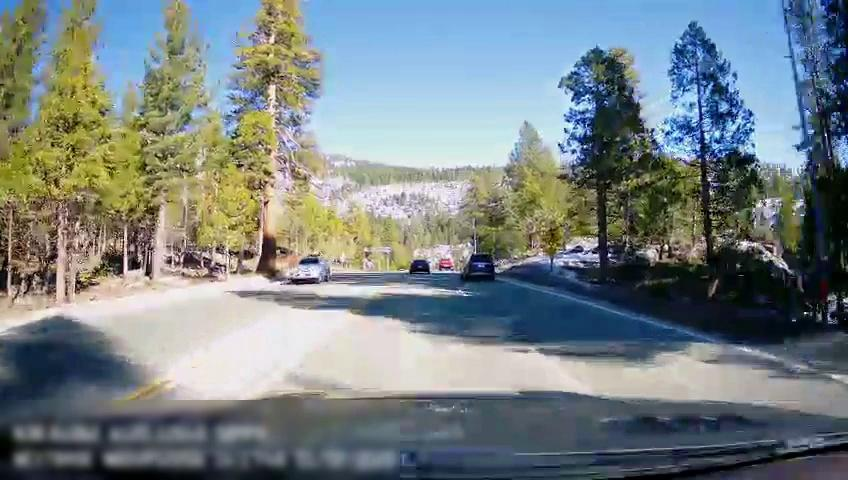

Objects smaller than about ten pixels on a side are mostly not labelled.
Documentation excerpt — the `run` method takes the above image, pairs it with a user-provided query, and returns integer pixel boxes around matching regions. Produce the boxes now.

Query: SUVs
[463,254,496,281]
[287,254,331,285]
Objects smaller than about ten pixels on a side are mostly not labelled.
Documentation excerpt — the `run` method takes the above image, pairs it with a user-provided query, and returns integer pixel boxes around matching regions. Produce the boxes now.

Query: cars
[438,257,454,272]
[409,259,431,275]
